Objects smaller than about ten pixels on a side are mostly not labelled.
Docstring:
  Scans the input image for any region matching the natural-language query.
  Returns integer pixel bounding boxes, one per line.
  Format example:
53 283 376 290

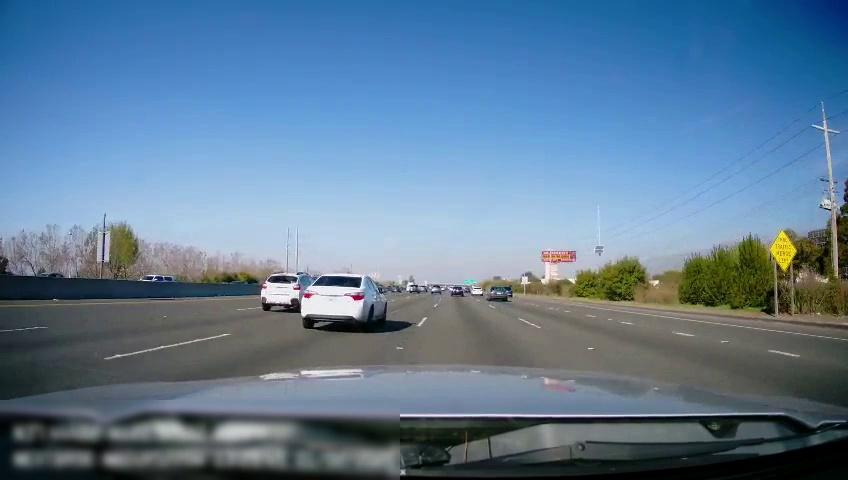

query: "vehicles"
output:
409 284 420 294
502 286 513 298
470 286 484 296
450 286 464 297
136 274 177 283
36 271 65 279
390 285 402 293
372 282 385 295
299 272 389 332
486 285 508 301
430 284 442 295
260 270 319 314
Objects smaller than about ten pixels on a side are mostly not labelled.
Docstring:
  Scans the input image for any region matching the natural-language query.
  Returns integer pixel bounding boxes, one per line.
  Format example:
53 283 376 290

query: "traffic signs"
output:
464 279 478 285
769 229 798 273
